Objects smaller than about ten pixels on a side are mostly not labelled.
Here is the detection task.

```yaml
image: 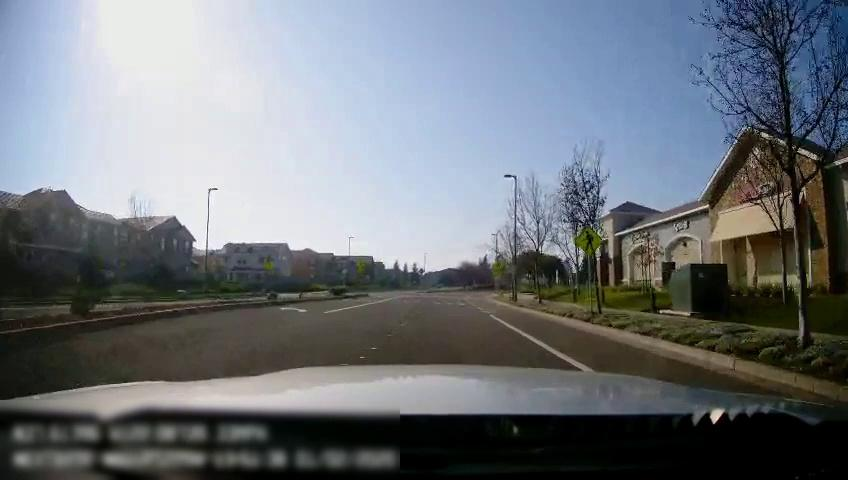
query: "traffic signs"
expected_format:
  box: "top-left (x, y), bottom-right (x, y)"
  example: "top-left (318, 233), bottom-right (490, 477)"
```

top-left (575, 225), bottom-right (603, 257)
top-left (355, 257), bottom-right (366, 272)
top-left (492, 258), bottom-right (502, 271)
